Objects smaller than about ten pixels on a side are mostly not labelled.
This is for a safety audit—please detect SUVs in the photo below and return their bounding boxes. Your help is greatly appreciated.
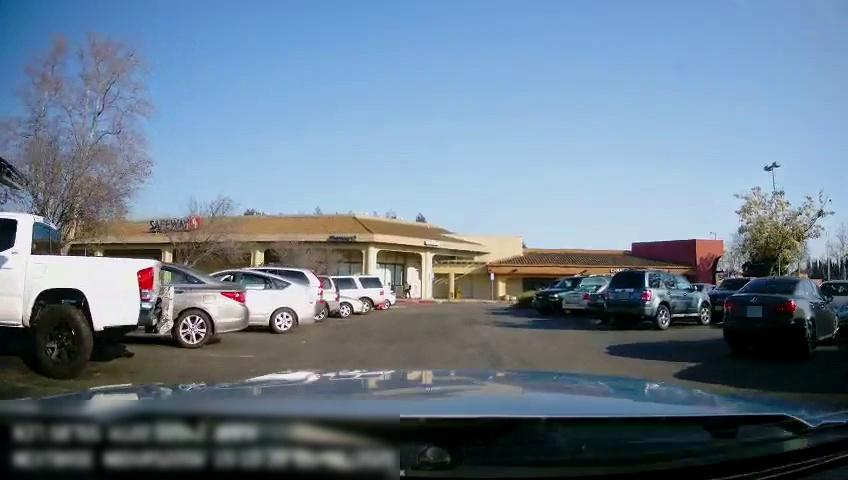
[315,275,340,320]
[706,277,754,323]
[243,267,324,317]
[606,269,712,330]
[533,277,611,316]
[328,275,387,313]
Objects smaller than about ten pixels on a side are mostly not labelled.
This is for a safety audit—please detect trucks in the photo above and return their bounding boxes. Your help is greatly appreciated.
[0,211,163,380]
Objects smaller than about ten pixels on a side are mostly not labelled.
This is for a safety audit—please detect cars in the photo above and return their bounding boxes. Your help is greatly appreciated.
[563,284,607,318]
[383,286,395,310]
[816,281,848,329]
[329,296,364,319]
[591,284,610,316]
[125,263,249,349]
[723,277,841,356]
[204,269,315,335]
